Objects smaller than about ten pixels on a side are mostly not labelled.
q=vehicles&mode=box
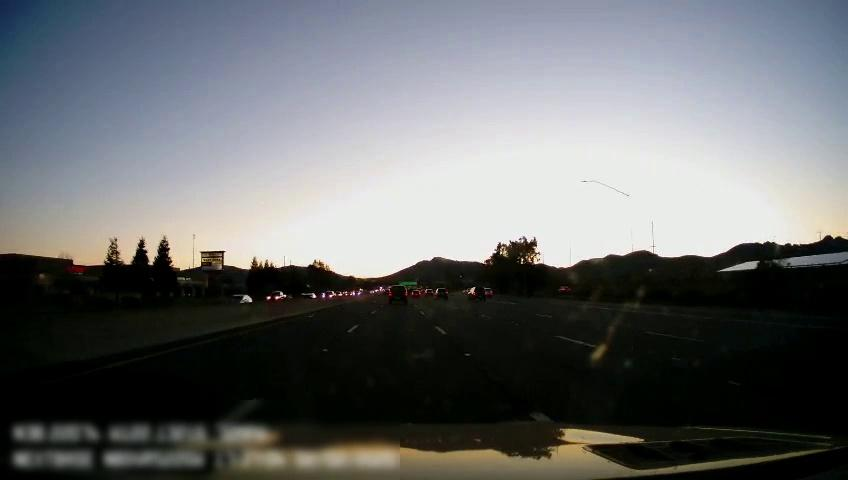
[299,293,317,299]
[434,287,448,300]
[556,285,572,295]
[230,294,253,304]
[485,287,493,299]
[266,290,287,302]
[322,290,338,299]
[411,289,422,298]
[387,284,409,306]
[467,286,486,300]
[424,288,434,297]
